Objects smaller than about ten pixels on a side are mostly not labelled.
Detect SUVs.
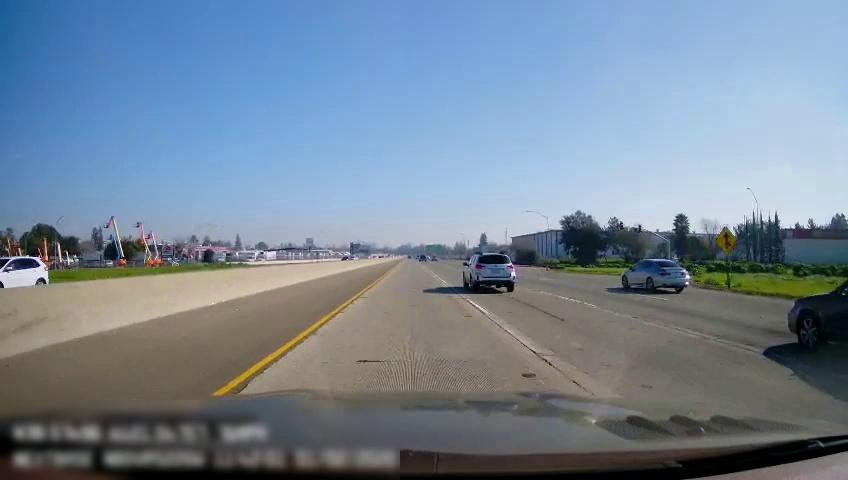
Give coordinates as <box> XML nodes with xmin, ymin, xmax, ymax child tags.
<box><xmin>0</xmin><ymin>256</ymin><xmax>49</xmax><ymax>289</ymax></box>
<box><xmin>785</xmin><ymin>279</ymin><xmax>848</xmax><ymax>352</ymax></box>
<box><xmin>463</xmin><ymin>251</ymin><xmax>517</xmax><ymax>293</ymax></box>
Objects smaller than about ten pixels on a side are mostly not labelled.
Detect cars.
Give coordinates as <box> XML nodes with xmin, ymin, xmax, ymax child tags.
<box><xmin>619</xmin><ymin>257</ymin><xmax>691</xmax><ymax>294</ymax></box>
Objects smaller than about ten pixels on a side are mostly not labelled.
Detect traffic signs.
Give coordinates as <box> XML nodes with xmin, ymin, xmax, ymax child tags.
<box><xmin>428</xmin><ymin>244</ymin><xmax>445</xmax><ymax>251</ymax></box>
<box><xmin>715</xmin><ymin>226</ymin><xmax>738</xmax><ymax>254</ymax></box>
